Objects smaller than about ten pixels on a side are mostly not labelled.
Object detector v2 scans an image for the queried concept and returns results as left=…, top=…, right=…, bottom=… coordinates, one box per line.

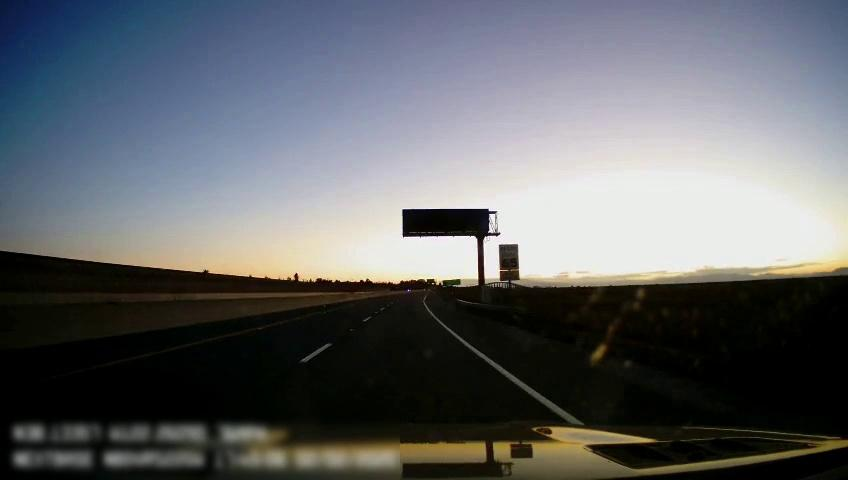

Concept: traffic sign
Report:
left=499, top=244, right=519, bottom=271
